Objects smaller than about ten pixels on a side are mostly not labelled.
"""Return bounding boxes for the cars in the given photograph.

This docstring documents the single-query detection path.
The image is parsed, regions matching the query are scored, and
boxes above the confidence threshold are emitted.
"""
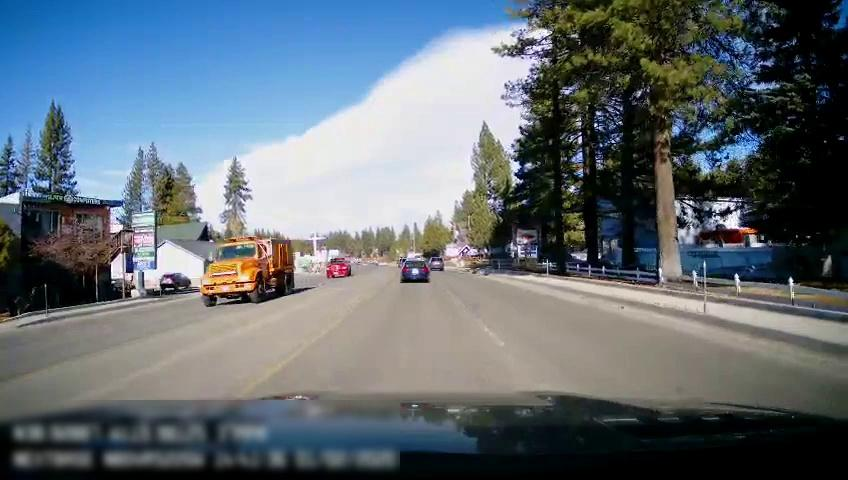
[401,259,428,282]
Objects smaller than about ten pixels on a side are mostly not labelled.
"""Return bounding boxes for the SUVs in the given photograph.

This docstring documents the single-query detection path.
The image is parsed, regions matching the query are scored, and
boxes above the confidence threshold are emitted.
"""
[160,272,192,292]
[429,256,446,271]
